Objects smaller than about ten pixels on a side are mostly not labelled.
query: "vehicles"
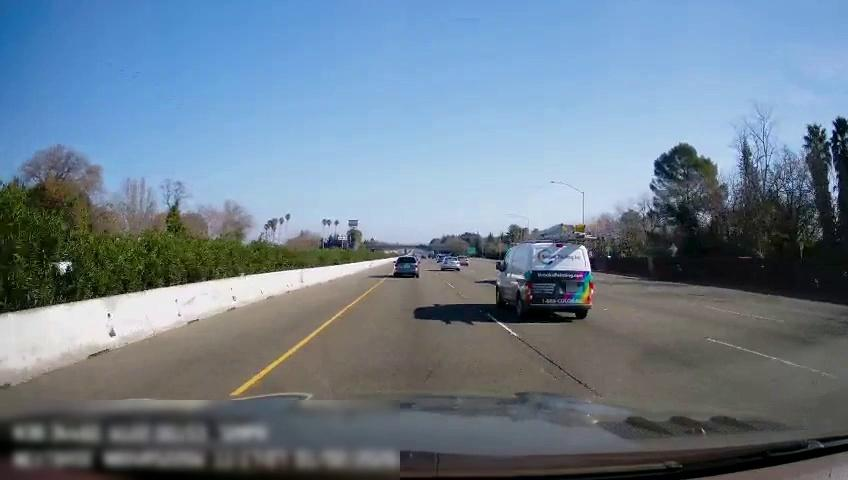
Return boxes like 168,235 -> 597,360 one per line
440,256 -> 461,271
437,255 -> 446,264
457,255 -> 469,267
493,242 -> 595,323
392,256 -> 419,279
